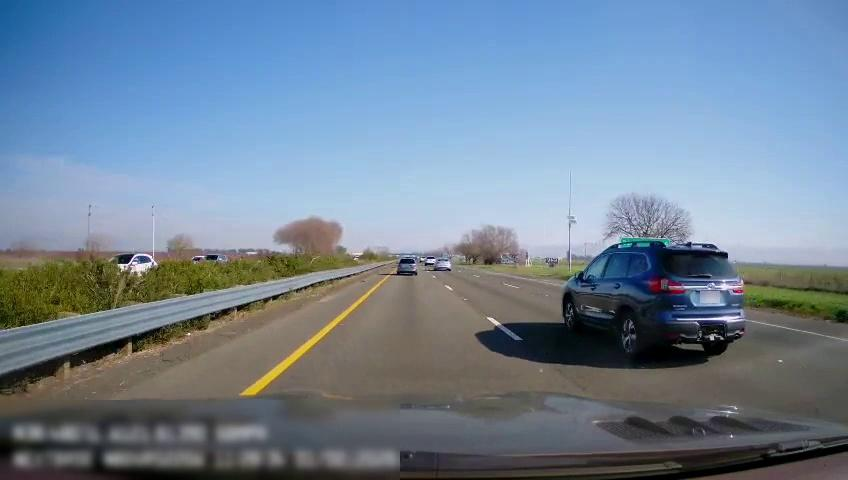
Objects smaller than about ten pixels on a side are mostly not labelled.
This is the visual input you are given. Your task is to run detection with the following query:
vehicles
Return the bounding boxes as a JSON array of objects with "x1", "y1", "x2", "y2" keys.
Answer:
[
  {"x1": 424, "y1": 256, "x2": 437, "y2": 267},
  {"x1": 107, "y1": 252, "x2": 158, "y2": 275},
  {"x1": 199, "y1": 254, "x2": 229, "y2": 264},
  {"x1": 560, "y1": 247, "x2": 746, "y2": 361},
  {"x1": 191, "y1": 256, "x2": 205, "y2": 262},
  {"x1": 433, "y1": 257, "x2": 452, "y2": 271},
  {"x1": 395, "y1": 257, "x2": 418, "y2": 277}
]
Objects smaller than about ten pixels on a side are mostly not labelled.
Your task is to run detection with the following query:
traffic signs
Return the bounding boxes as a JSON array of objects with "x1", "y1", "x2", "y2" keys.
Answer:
[{"x1": 620, "y1": 237, "x2": 670, "y2": 248}]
